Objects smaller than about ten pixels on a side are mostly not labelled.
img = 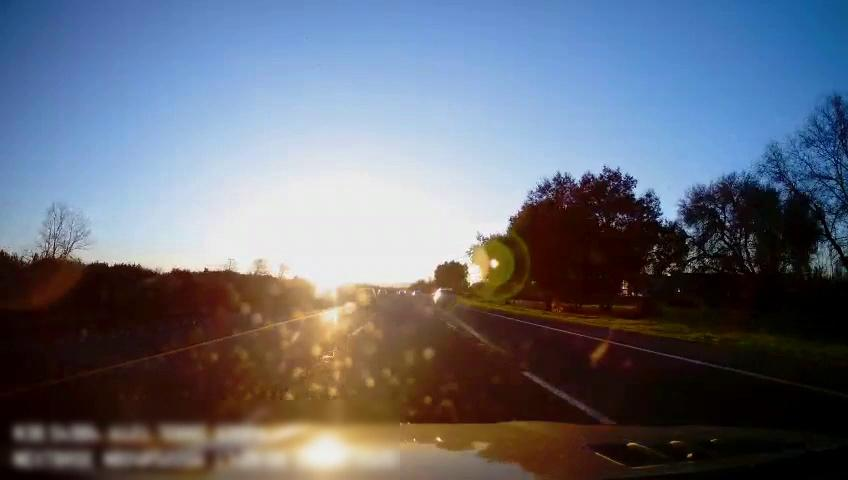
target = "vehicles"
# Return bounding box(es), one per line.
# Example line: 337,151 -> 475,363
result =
352,288 -> 378,309
433,287 -> 456,305
376,288 -> 390,301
